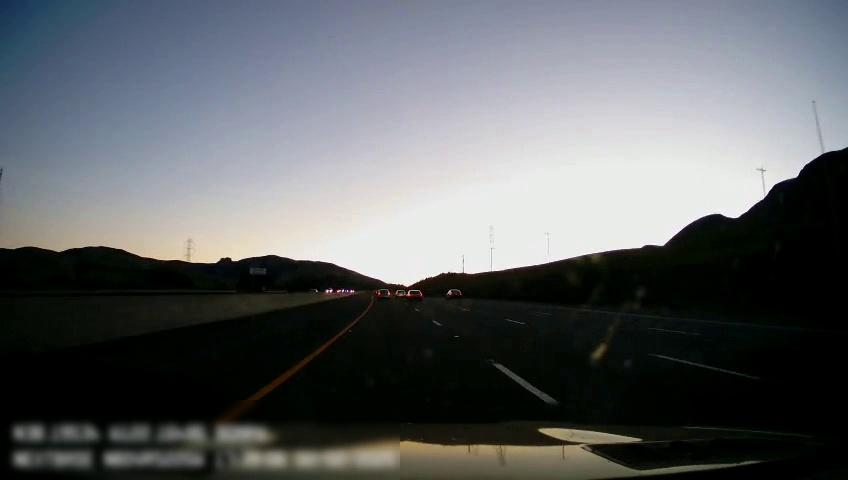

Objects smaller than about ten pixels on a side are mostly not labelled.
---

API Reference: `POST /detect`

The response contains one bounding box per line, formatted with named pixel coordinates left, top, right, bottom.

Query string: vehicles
left=377, top=289, right=391, bottom=300
left=406, top=290, right=423, bottom=301
left=446, top=289, right=462, bottom=299
left=307, top=289, right=319, bottom=294
left=395, top=290, right=406, bottom=298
